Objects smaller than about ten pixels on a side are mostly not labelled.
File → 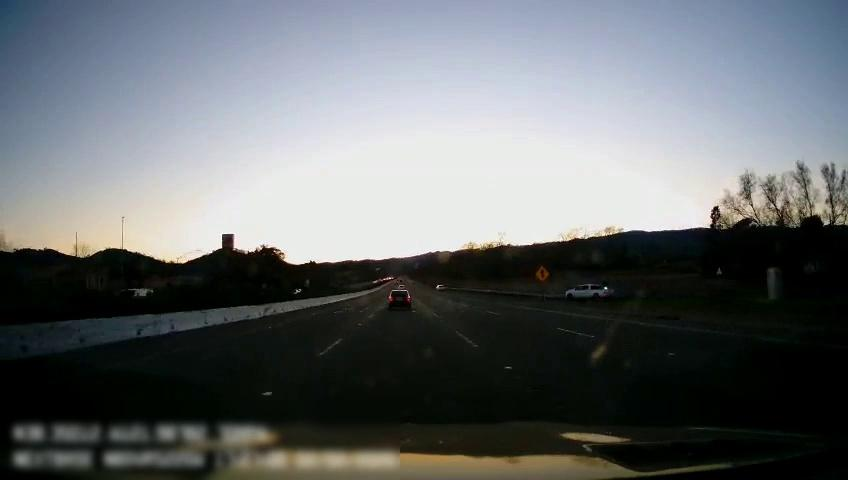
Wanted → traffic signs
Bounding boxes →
[535,266,550,281]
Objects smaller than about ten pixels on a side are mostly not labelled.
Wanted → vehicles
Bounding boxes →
[388,290,411,311]
[565,284,613,303]
[117,288,154,297]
